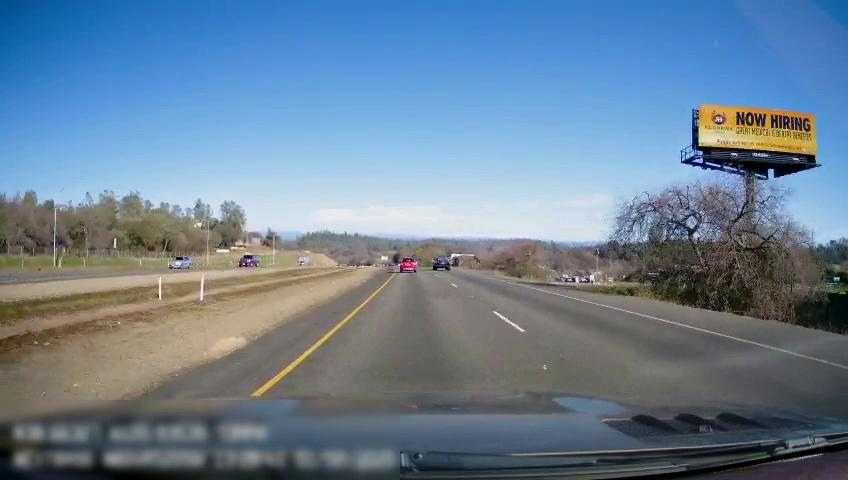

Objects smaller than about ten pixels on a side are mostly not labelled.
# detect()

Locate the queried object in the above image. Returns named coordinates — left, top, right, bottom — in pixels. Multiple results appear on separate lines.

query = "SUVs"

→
left=238, top=255, right=260, bottom=269
left=168, top=255, right=192, bottom=270
left=399, top=257, right=419, bottom=274
left=431, top=255, right=451, bottom=271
